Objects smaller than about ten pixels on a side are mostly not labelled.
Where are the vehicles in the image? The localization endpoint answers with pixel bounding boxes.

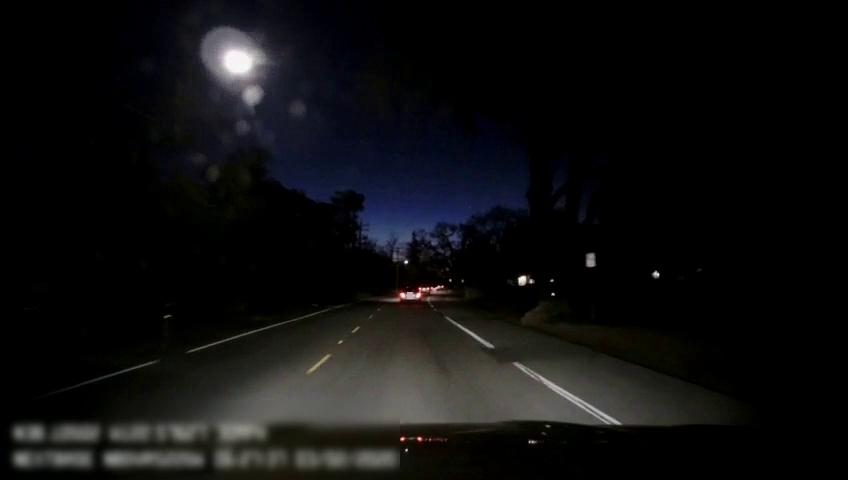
[399,284,422,303]
[419,284,430,297]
